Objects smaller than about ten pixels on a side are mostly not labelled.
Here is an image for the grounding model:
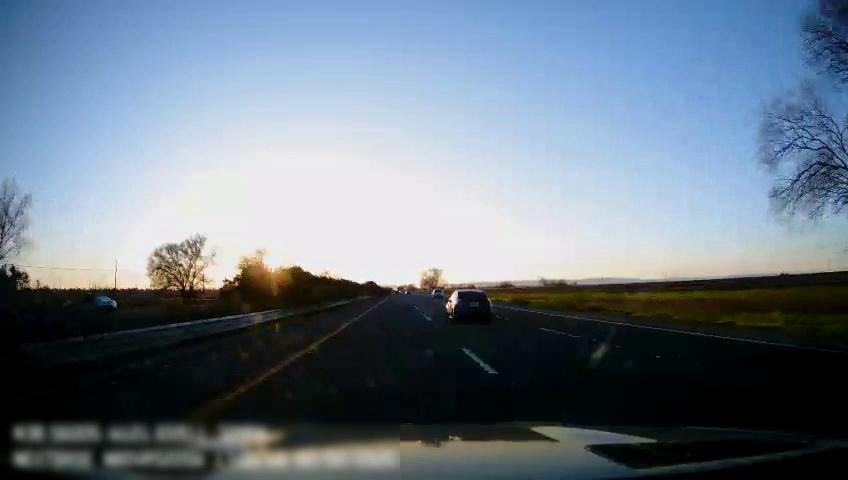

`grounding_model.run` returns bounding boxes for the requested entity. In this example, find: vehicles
[80,294,119,314]
[432,288,444,298]
[447,289,491,324]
